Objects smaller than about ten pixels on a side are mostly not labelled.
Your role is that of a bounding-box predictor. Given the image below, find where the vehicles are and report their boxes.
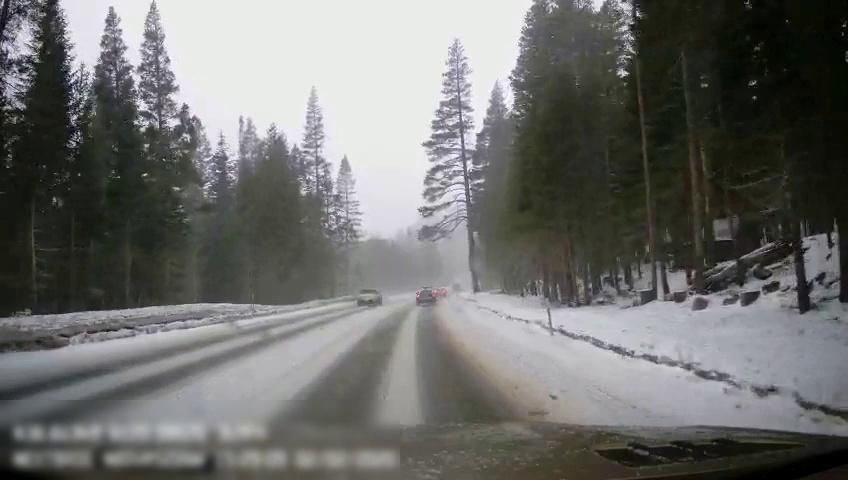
[435,287,447,297]
[415,286,437,306]
[356,288,383,308]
